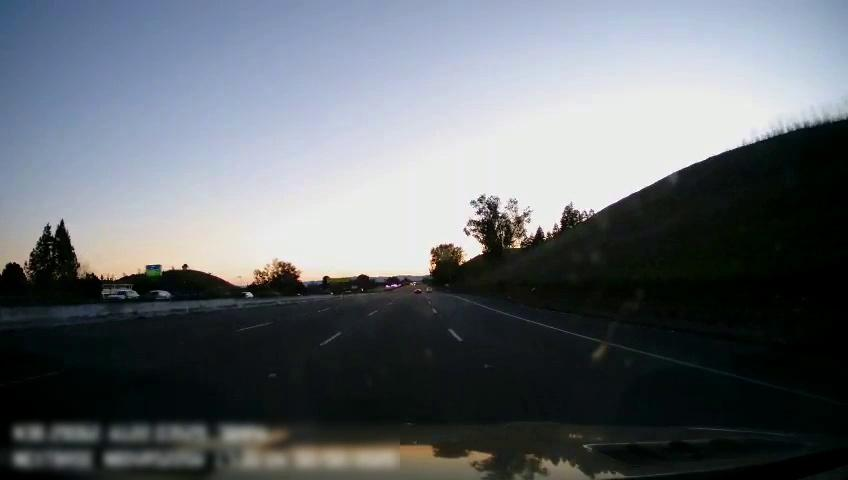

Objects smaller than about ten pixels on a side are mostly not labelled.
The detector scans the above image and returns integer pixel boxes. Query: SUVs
[239,291,254,299]
[112,289,140,303]
[144,290,171,302]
